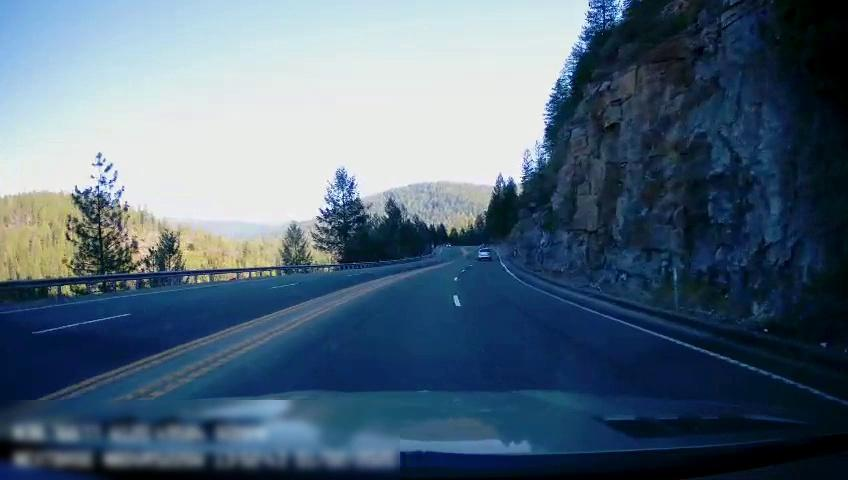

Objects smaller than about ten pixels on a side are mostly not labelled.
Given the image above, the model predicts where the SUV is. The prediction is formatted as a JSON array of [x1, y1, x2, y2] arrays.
[[476, 247, 493, 261]]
